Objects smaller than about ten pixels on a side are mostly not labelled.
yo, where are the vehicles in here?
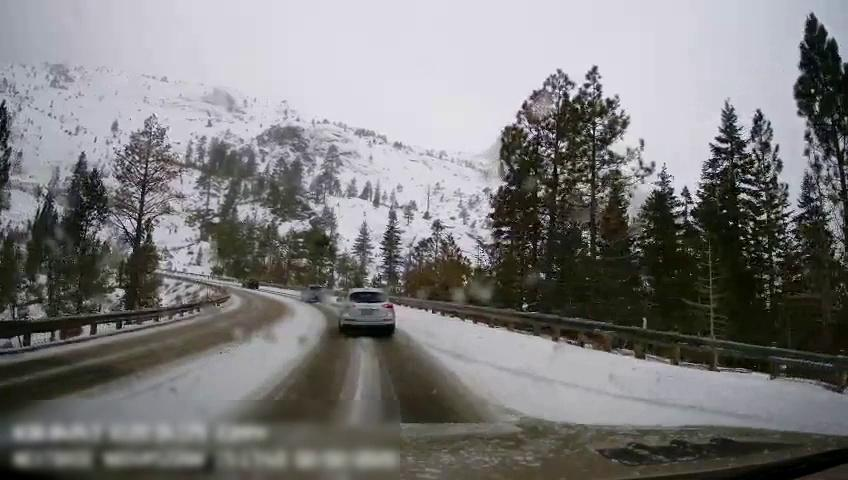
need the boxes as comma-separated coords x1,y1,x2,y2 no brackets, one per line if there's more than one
335,287,397,336
242,278,258,289
300,284,323,303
